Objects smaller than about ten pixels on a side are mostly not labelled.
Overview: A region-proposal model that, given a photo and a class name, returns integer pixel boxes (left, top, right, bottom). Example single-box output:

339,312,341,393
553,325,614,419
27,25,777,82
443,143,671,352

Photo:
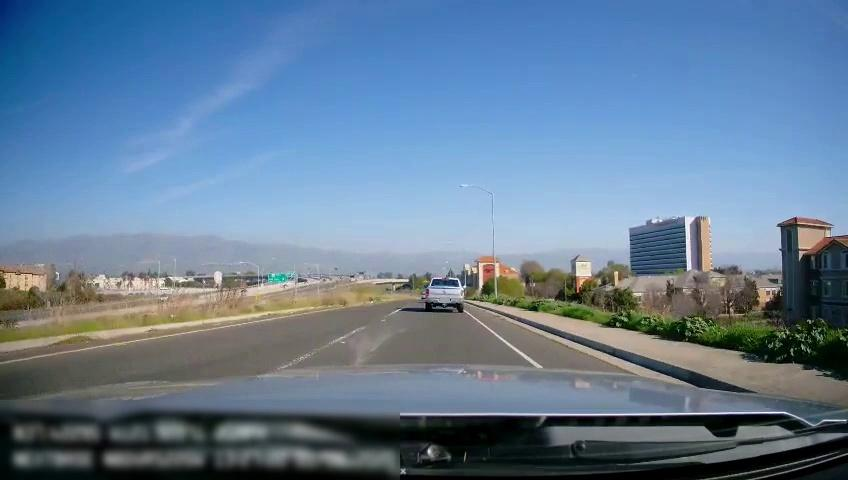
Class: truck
423,277,467,313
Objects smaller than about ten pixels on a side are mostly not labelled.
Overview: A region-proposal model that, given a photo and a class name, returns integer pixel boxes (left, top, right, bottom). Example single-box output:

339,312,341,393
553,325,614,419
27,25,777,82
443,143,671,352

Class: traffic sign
267,272,288,285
